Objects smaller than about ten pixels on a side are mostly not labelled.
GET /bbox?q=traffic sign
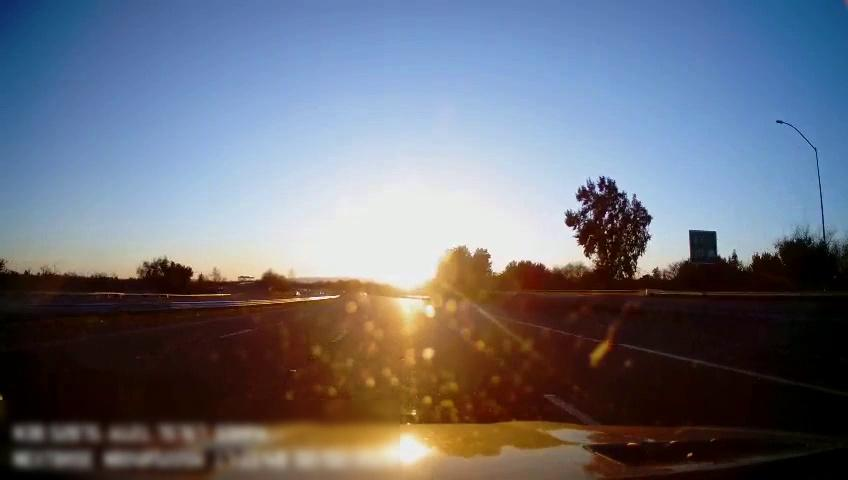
[689,229,719,266]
